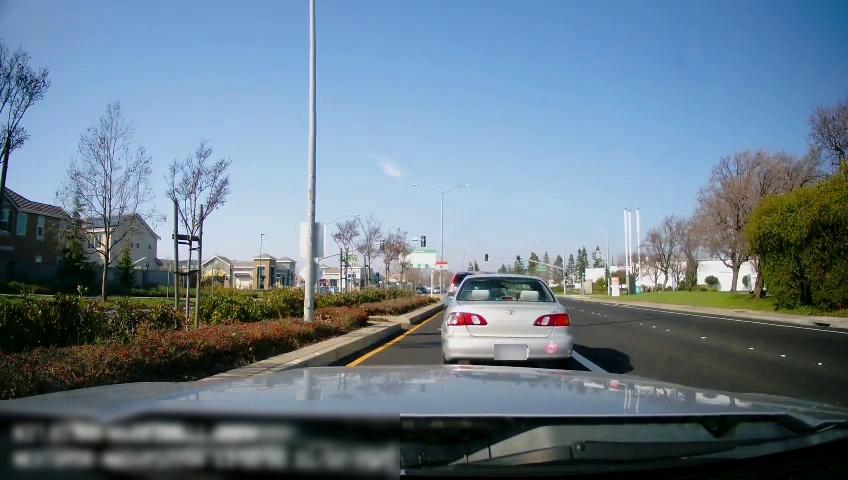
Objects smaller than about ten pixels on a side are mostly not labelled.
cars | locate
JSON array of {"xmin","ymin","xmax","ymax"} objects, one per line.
[{"xmin": 441, "ymin": 275, "xmax": 570, "ymax": 362}]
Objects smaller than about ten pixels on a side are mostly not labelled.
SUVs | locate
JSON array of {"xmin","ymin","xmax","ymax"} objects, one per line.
[{"xmin": 451, "ymin": 272, "xmax": 467, "ymax": 288}]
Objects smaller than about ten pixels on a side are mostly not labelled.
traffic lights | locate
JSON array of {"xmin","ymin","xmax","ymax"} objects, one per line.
[
  {"xmin": 378, "ymin": 239, "xmax": 384, "ymax": 251},
  {"xmin": 419, "ymin": 234, "xmax": 425, "ymax": 247}
]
